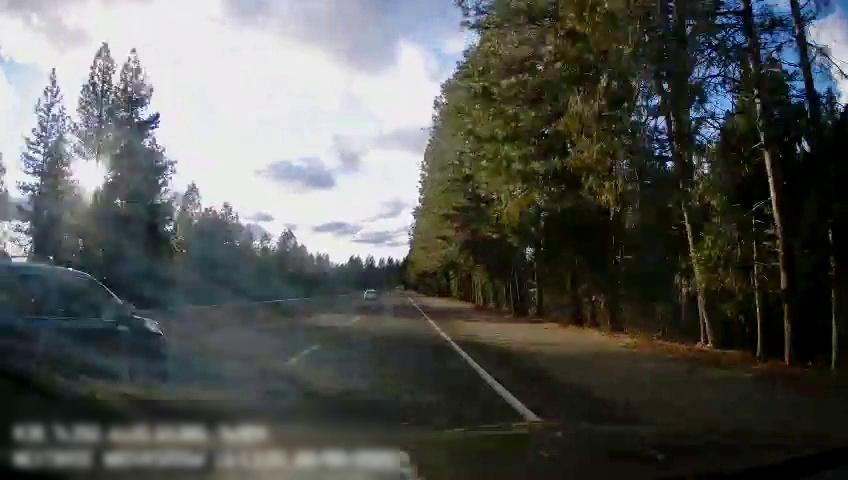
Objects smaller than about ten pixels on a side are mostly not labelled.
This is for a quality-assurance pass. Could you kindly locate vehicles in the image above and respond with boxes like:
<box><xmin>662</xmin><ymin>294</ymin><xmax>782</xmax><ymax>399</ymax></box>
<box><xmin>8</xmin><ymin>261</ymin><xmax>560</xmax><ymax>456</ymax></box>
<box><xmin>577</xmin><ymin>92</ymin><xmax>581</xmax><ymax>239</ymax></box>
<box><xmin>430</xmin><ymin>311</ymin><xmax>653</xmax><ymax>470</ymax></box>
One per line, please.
<box><xmin>394</xmin><ymin>285</ymin><xmax>404</xmax><ymax>297</ymax></box>
<box><xmin>363</xmin><ymin>288</ymin><xmax>379</xmax><ymax>302</ymax></box>
<box><xmin>0</xmin><ymin>262</ymin><xmax>171</xmax><ymax>401</ymax></box>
